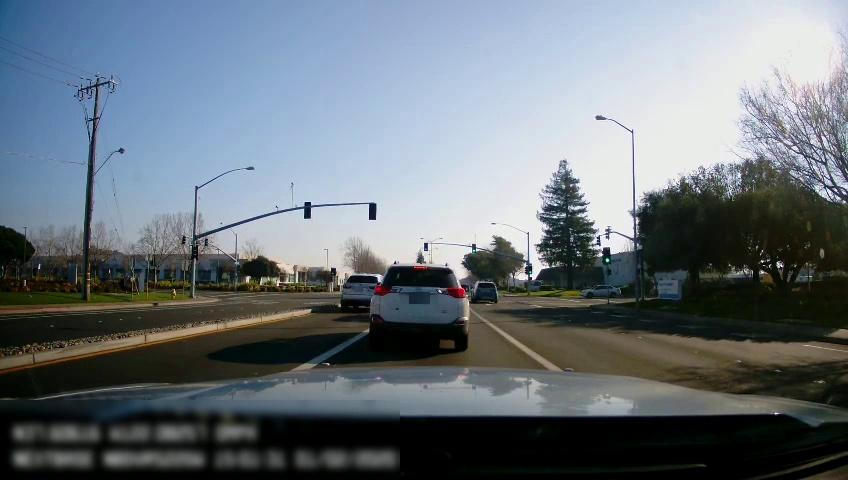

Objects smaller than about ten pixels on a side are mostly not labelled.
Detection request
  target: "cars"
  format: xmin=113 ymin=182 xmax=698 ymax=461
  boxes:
xmin=580 ymin=283 xmax=623 ymax=300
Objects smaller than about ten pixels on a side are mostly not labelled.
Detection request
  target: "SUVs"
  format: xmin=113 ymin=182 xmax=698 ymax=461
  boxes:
xmin=339 ymin=273 xmax=381 ymax=309
xmin=470 ymin=280 xmax=499 ymax=304
xmin=367 ymin=260 xmax=470 ymax=353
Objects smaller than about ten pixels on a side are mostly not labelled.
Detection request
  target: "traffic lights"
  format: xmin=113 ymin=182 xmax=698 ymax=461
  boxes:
xmin=471 ymin=243 xmax=477 ymax=255
xmin=368 ymin=202 xmax=377 ymax=222
xmin=595 ymin=234 xmax=602 ymax=249
xmin=604 ymin=225 xmax=611 ymax=240
xmin=303 ymin=200 xmax=312 ymax=220
xmin=601 ymin=246 xmax=613 ymax=265
xmin=193 ymin=245 xmax=199 ymax=261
